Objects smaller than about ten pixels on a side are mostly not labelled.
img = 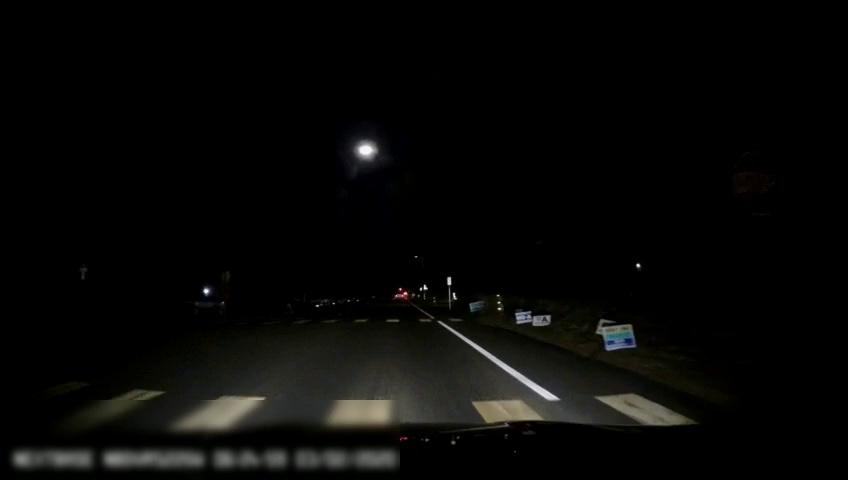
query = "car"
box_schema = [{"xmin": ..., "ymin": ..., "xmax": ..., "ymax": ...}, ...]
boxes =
[{"xmin": 188, "ymin": 296, "xmax": 226, "ymax": 311}]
